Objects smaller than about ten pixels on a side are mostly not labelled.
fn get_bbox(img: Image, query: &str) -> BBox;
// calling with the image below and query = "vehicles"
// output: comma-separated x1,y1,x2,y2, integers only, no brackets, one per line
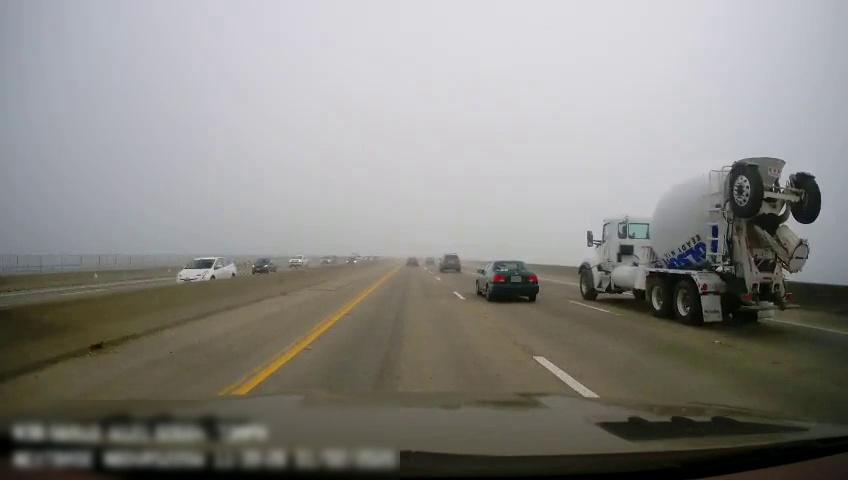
176,256,239,285
288,254,310,269
576,155,823,328
437,252,462,273
474,259,540,302
344,256,360,264
319,255,335,265
406,257,419,267
424,256,436,266
251,257,278,275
